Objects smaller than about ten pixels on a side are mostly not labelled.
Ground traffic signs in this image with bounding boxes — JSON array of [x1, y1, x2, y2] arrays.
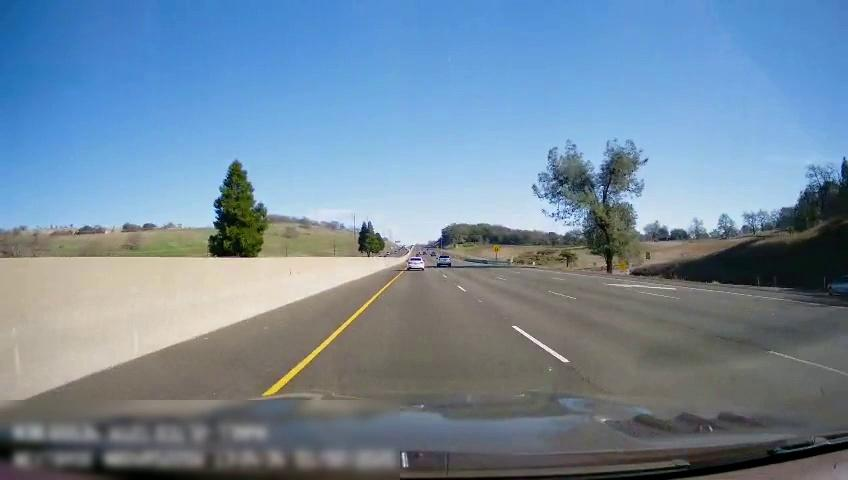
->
[[492, 245, 503, 254]]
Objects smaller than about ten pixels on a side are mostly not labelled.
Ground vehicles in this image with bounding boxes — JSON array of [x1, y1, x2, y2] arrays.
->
[[823, 273, 848, 296], [435, 255, 451, 268], [407, 257, 425, 271]]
